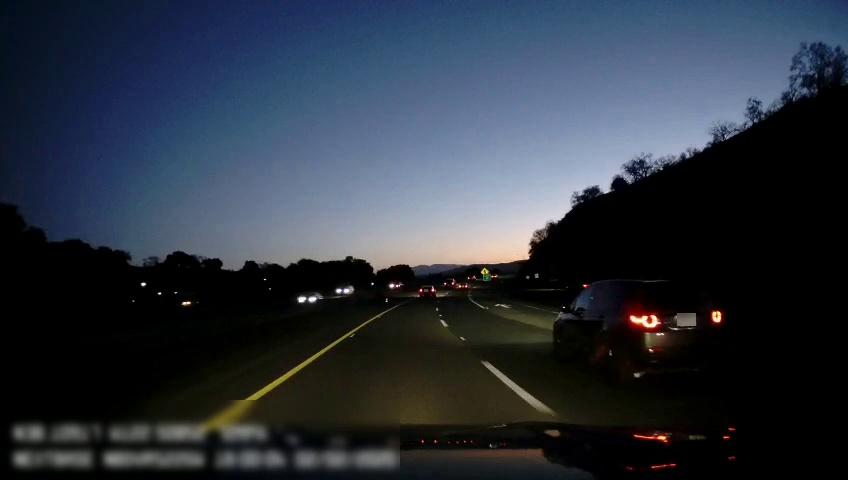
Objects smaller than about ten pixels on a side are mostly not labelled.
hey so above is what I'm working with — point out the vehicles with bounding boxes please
[388,280,404,291]
[419,285,436,299]
[444,279,457,289]
[296,292,324,304]
[334,283,355,296]
[553,279,727,372]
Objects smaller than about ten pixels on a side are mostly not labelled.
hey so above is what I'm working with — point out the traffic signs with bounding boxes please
[480,267,491,278]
